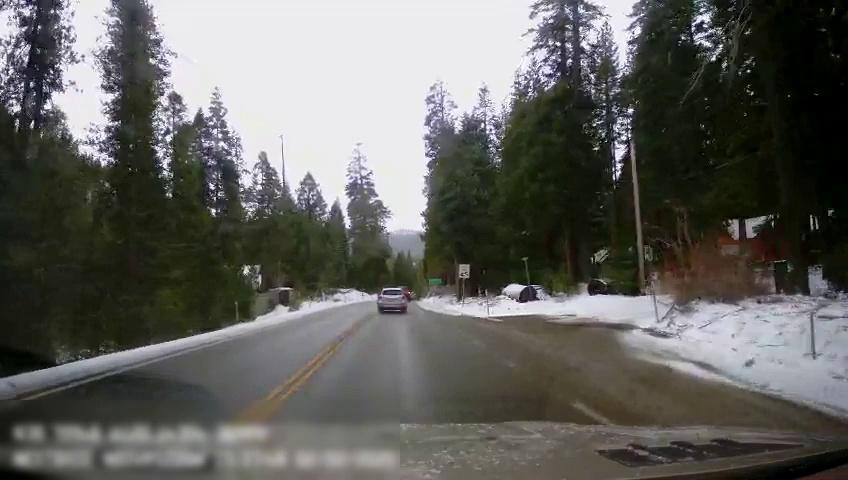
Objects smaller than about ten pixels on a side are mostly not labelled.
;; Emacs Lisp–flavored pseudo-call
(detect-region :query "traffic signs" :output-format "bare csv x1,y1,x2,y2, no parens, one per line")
457,263,471,279
428,278,442,285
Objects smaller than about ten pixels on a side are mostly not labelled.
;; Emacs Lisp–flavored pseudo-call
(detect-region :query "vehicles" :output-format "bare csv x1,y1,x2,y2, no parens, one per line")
376,287,408,314
394,284,413,303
